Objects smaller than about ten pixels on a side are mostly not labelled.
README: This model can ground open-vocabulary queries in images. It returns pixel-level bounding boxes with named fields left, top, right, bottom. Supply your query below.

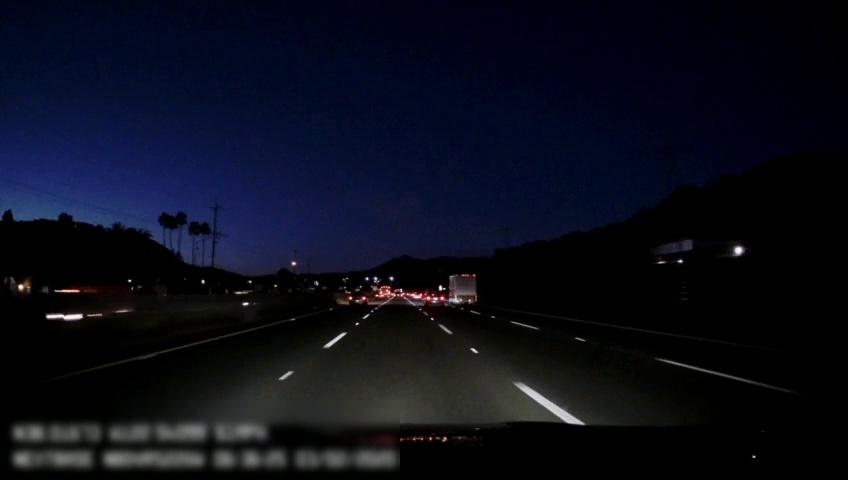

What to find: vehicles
left=376, top=287, right=391, bottom=300
left=446, top=274, right=477, bottom=304
left=348, top=290, right=368, bottom=306
left=425, top=290, right=444, bottom=306
left=42, top=286, right=136, bottom=326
